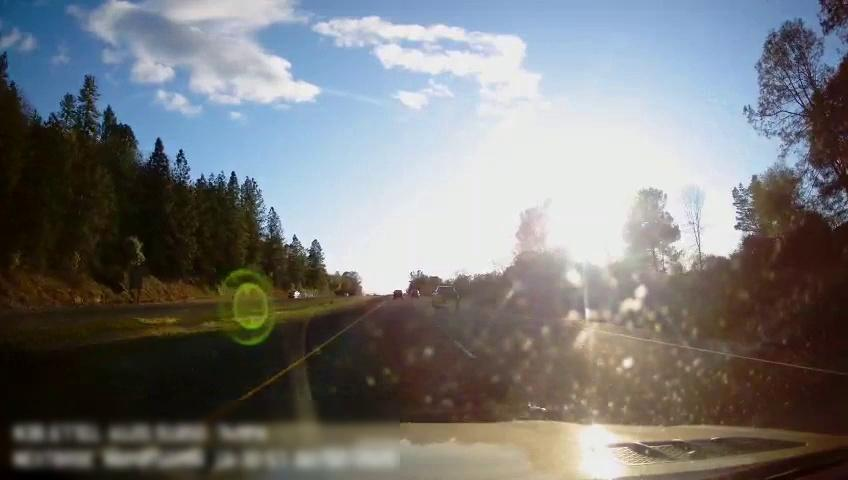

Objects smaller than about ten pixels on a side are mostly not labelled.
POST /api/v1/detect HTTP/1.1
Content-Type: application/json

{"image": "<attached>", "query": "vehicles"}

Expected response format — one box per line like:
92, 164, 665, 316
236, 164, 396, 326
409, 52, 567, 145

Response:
392, 289, 404, 299
432, 287, 458, 307
409, 289, 420, 299
286, 290, 302, 300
